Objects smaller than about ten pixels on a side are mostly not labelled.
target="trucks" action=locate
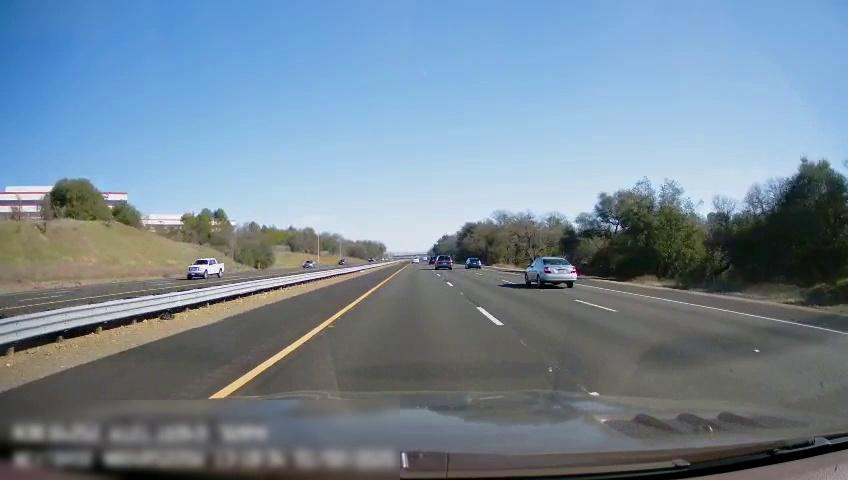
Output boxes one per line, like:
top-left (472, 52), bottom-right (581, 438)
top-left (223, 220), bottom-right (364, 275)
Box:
top-left (186, 258), bottom-right (225, 280)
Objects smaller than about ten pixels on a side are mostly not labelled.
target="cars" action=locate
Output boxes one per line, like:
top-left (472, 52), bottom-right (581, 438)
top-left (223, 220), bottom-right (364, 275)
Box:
top-left (524, 256), bottom-right (577, 288)
top-left (302, 260), bottom-right (315, 269)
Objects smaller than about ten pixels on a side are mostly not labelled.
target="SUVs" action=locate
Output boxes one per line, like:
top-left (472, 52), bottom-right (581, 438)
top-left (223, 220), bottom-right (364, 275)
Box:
top-left (465, 257), bottom-right (482, 270)
top-left (435, 255), bottom-right (453, 270)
